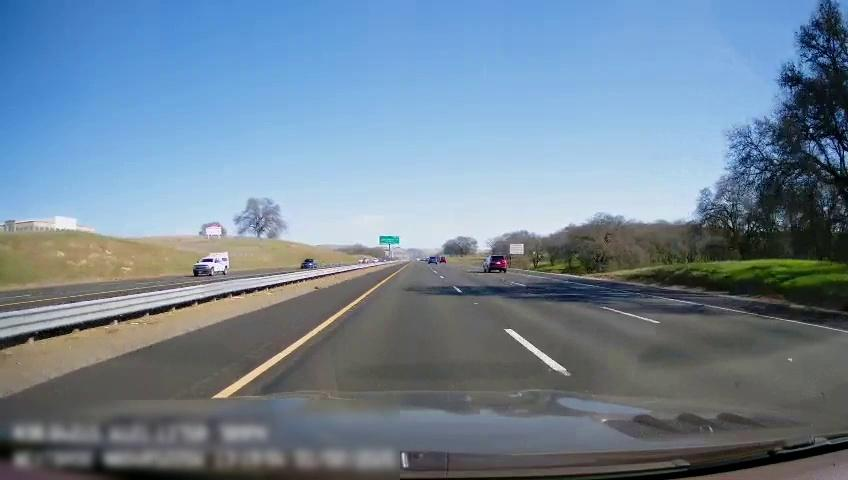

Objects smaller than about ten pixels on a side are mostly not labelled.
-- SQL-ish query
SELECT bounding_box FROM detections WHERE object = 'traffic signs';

[379,234,400,245]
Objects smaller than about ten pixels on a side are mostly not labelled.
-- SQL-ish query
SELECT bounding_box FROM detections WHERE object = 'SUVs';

[300,258,321,270]
[192,256,230,278]
[483,255,507,273]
